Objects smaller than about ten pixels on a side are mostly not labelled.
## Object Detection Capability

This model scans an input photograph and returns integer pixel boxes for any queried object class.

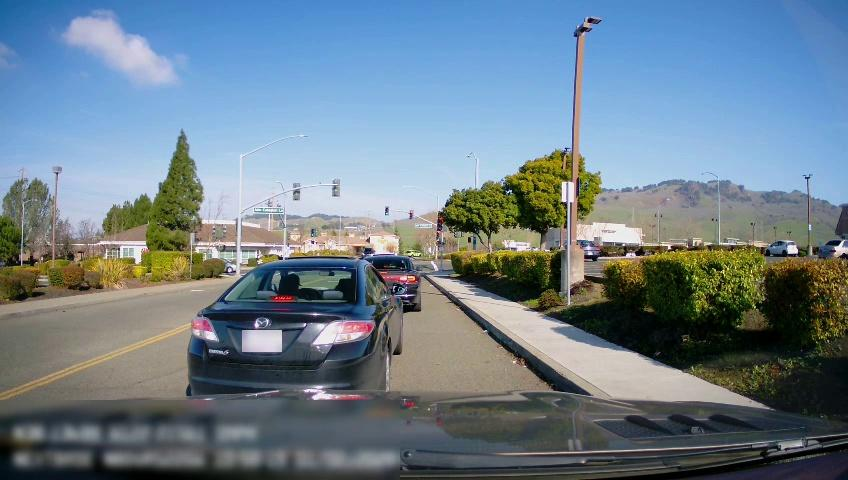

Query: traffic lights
[291,183,300,201]
[331,179,340,196]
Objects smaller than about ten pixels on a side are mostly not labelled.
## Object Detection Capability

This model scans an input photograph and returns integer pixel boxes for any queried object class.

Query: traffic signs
[417,222,433,229]
[254,205,285,216]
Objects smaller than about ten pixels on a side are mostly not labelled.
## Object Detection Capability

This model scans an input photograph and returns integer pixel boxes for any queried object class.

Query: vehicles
[408,249,424,257]
[577,237,602,260]
[224,257,238,274]
[764,239,799,256]
[367,255,424,311]
[184,255,405,396]
[361,245,374,255]
[817,237,848,270]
